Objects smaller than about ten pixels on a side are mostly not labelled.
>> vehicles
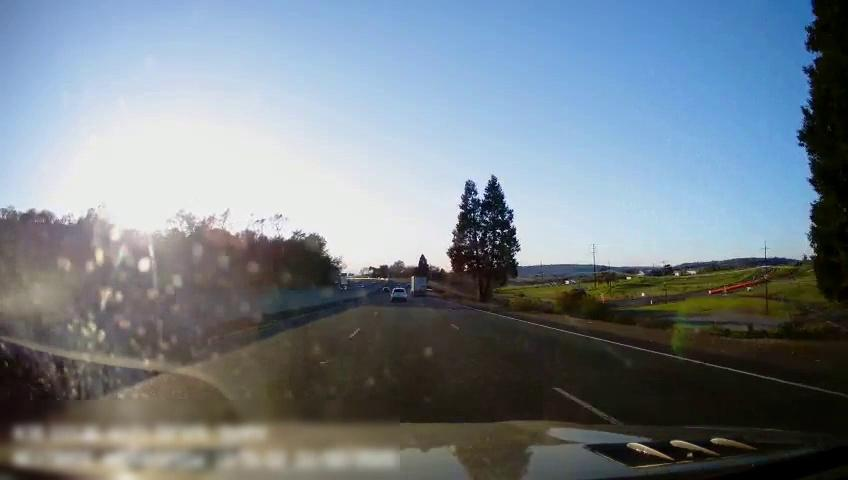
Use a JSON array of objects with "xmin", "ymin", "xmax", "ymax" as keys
[
  {"xmin": 410, "ymin": 275, "xmax": 427, "ymax": 297},
  {"xmin": 391, "ymin": 287, "xmax": 408, "ymax": 303}
]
